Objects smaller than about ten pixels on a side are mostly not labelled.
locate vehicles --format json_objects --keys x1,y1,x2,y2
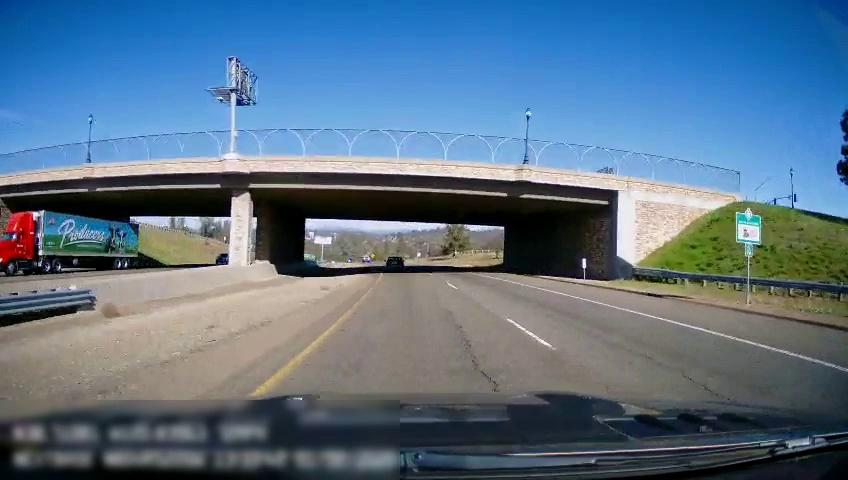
[
  {"x1": 215, "y1": 253, "x2": 230, "y2": 266},
  {"x1": 0, "y1": 210, "x2": 139, "y2": 276},
  {"x1": 361, "y1": 255, "x2": 371, "y2": 263},
  {"x1": 384, "y1": 255, "x2": 405, "y2": 272}
]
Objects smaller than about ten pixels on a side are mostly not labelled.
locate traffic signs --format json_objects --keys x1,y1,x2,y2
[
  {"x1": 744, "y1": 244, "x2": 754, "y2": 257},
  {"x1": 735, "y1": 211, "x2": 761, "y2": 245}
]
